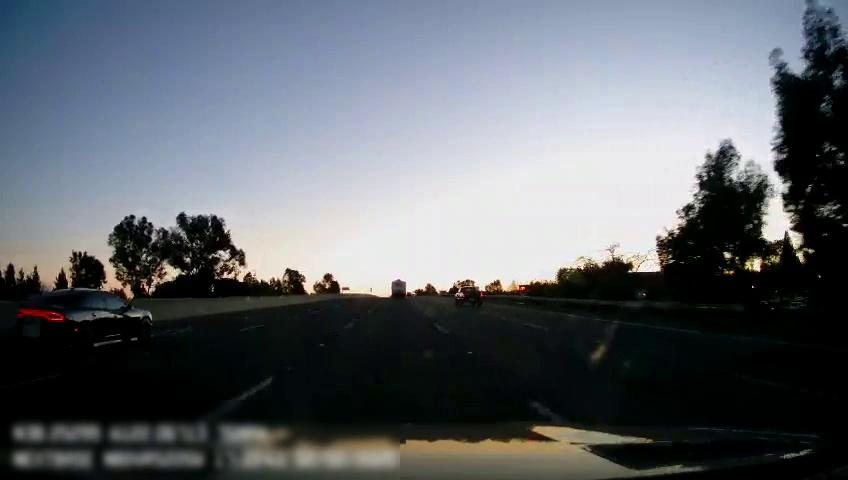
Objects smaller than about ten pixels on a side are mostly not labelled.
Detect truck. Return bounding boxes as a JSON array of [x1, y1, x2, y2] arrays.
[[454, 286, 482, 306]]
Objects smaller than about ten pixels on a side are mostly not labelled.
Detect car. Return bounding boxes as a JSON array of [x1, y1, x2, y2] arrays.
[[12, 287, 154, 364]]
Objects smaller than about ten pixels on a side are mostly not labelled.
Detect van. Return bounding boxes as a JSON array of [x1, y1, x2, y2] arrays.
[[391, 280, 406, 298]]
